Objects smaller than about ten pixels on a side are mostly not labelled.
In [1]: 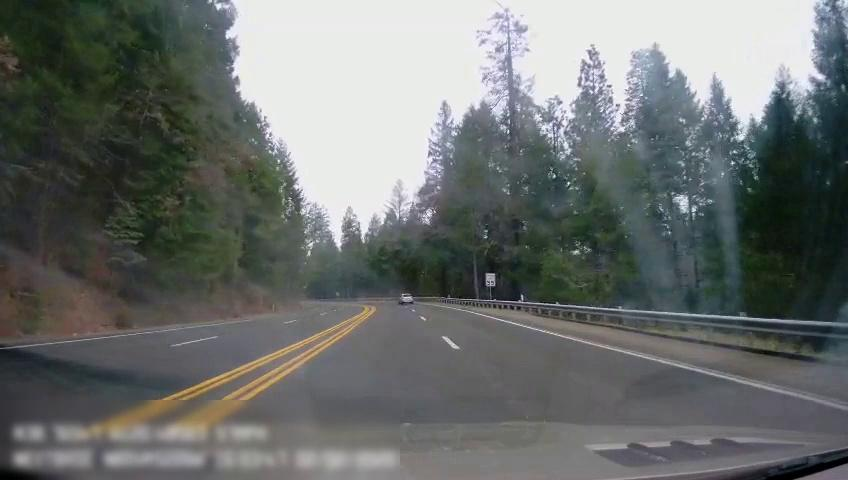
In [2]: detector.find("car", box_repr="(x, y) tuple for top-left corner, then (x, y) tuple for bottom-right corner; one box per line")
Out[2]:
(398, 293), (413, 306)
